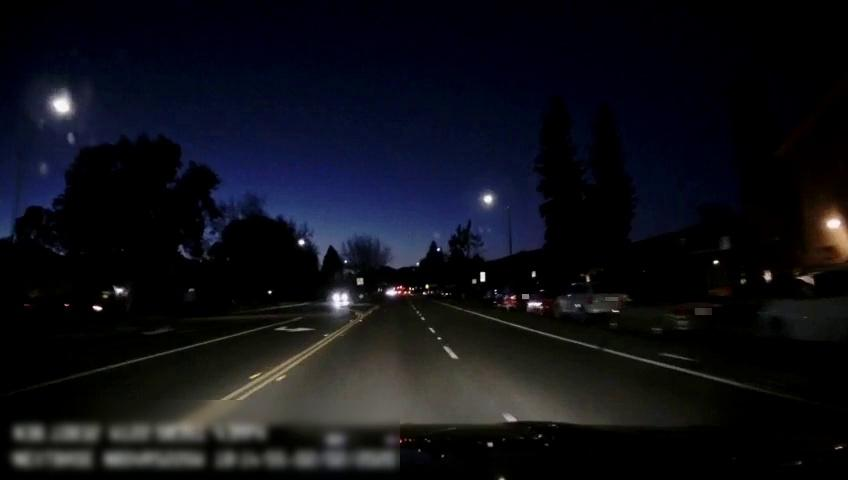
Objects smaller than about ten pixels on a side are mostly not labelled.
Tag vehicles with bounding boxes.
[609,289,724,341]
[500,284,537,314]
[552,281,633,325]
[525,287,564,319]
[481,288,503,307]
[329,288,354,306]
[757,266,848,353]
